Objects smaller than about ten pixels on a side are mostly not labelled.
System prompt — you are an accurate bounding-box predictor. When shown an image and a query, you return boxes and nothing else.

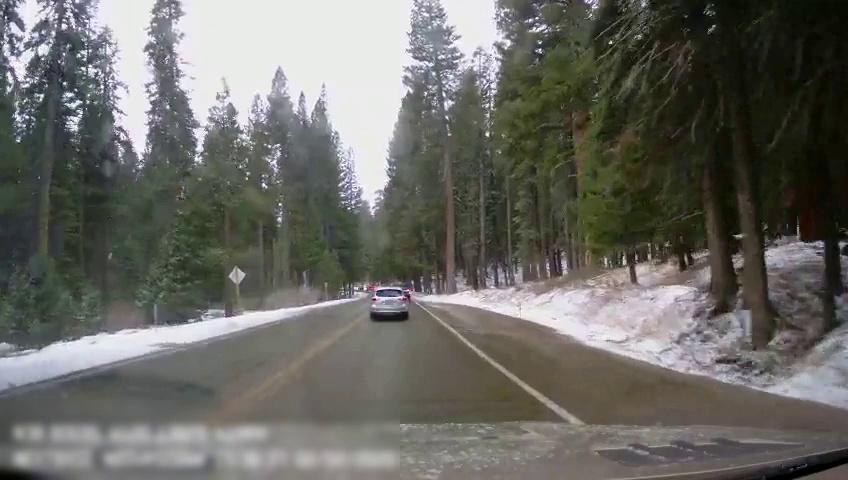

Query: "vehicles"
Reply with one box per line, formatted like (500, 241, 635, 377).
(369, 289, 411, 323)
(394, 284, 412, 302)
